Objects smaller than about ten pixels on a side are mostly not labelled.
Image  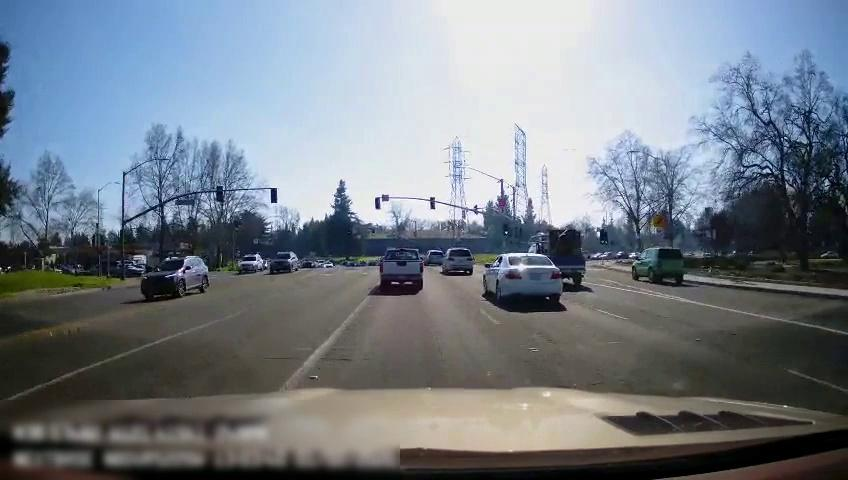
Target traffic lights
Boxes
[215,184,224,202]
[502,226,510,237]
[598,228,610,246]
[374,196,382,211]
[270,187,279,204]
[429,196,437,210]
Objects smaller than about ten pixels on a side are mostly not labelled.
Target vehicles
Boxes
[441,247,474,275]
[630,247,689,285]
[103,259,145,279]
[139,254,211,300]
[481,253,562,303]
[238,254,264,273]
[528,228,586,284]
[379,246,424,293]
[54,261,80,276]
[300,256,316,269]
[269,251,300,274]
[424,249,443,266]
